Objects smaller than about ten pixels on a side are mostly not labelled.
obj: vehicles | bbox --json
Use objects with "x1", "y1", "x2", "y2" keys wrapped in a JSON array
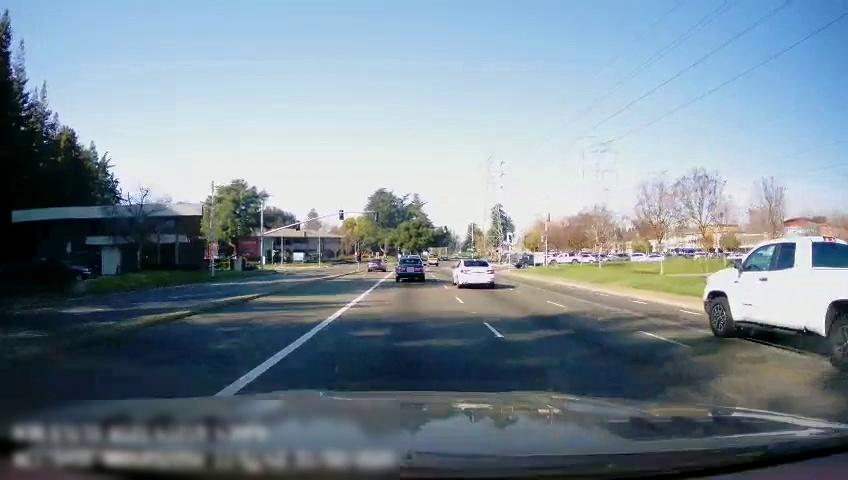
[
  {"x1": 428, "y1": 257, "x2": 439, "y2": 267},
  {"x1": 703, "y1": 239, "x2": 848, "y2": 371},
  {"x1": 548, "y1": 252, "x2": 580, "y2": 265},
  {"x1": 578, "y1": 253, "x2": 594, "y2": 263},
  {"x1": 452, "y1": 258, "x2": 495, "y2": 289},
  {"x1": 395, "y1": 257, "x2": 426, "y2": 282},
  {"x1": 513, "y1": 257, "x2": 540, "y2": 269},
  {"x1": 368, "y1": 258, "x2": 386, "y2": 272},
  {"x1": 72, "y1": 264, "x2": 92, "y2": 281}
]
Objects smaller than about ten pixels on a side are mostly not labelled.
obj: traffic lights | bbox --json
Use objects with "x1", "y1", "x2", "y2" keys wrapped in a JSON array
[
  {"x1": 295, "y1": 220, "x2": 301, "y2": 231},
  {"x1": 374, "y1": 208, "x2": 380, "y2": 222},
  {"x1": 338, "y1": 209, "x2": 344, "y2": 221}
]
